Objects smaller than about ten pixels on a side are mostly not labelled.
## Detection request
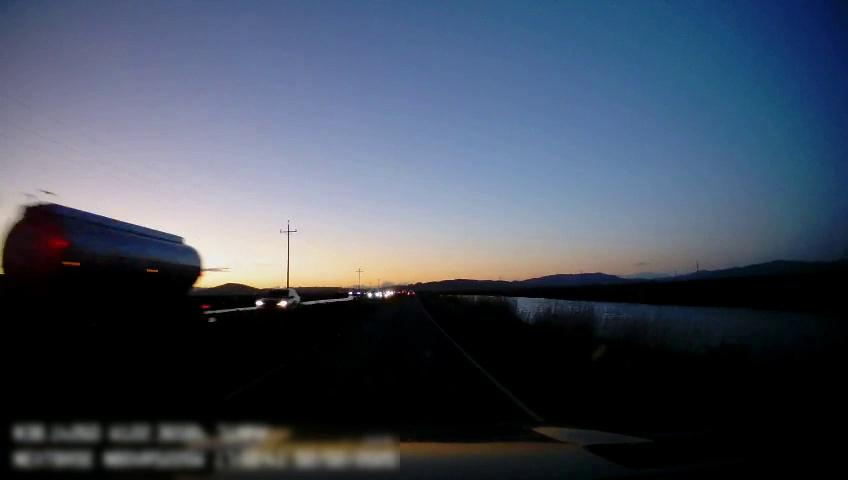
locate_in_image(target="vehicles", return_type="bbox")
[0,202,205,369]
[367,289,383,301]
[254,289,302,316]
